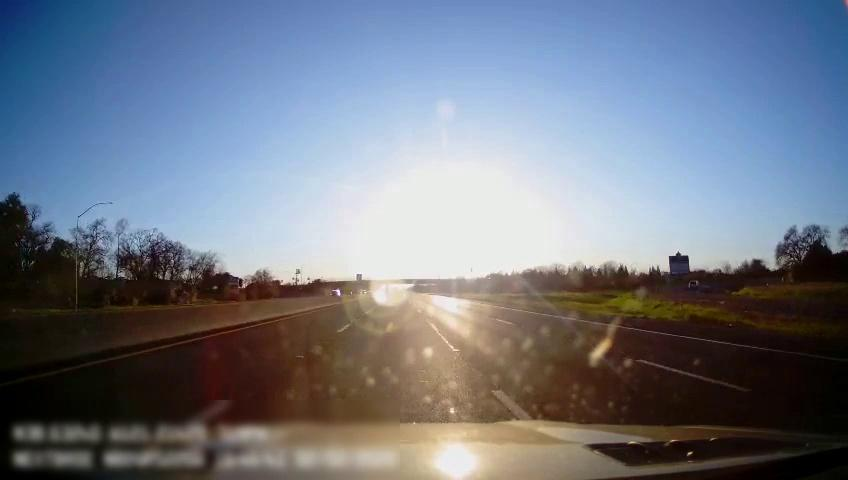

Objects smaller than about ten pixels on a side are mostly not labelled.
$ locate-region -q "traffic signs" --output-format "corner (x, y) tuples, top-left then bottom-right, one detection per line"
(668, 251), (690, 275)
(356, 274), (363, 287)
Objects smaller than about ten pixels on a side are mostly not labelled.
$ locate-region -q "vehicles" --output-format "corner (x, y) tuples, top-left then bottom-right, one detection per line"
(688, 280), (700, 289)
(329, 289), (341, 297)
